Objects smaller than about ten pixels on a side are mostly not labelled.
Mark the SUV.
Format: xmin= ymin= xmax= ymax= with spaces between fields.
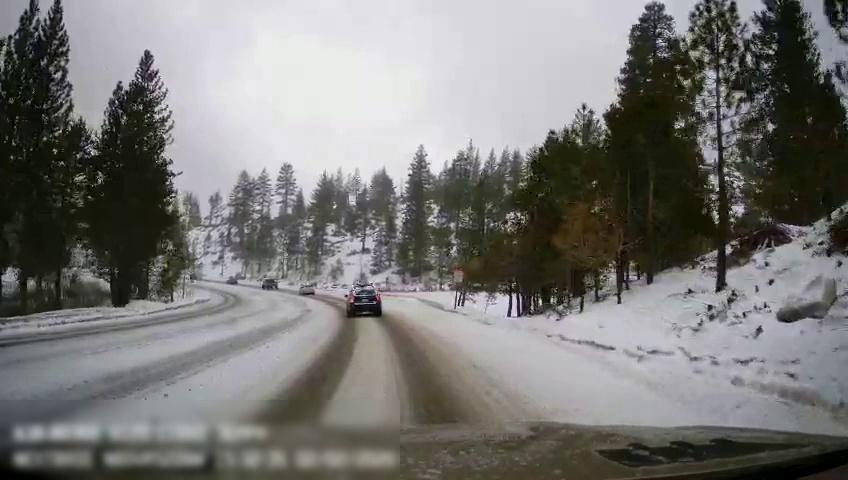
xmin=344 ymin=282 xmax=383 ymax=317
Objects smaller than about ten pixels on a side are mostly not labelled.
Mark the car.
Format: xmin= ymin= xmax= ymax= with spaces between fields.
xmin=298 ymin=285 xmax=315 ymax=296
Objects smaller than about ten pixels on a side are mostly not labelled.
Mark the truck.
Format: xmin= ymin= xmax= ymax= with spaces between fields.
xmin=261 ymin=279 xmax=278 ymax=291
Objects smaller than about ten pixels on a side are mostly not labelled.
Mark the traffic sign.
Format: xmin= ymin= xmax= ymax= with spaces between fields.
xmin=452 ymin=267 xmax=466 ymax=284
